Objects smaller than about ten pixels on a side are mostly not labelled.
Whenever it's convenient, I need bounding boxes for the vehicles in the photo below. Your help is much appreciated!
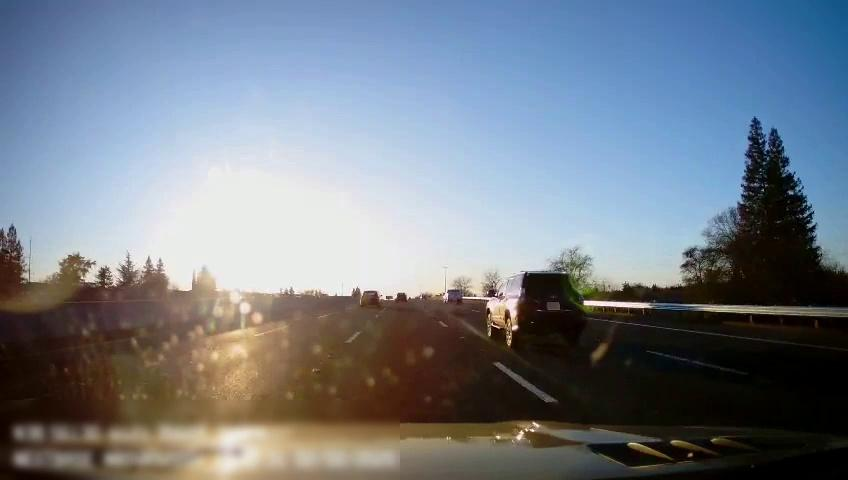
[394,291,408,303]
[484,271,588,349]
[359,290,383,308]
[442,289,463,304]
